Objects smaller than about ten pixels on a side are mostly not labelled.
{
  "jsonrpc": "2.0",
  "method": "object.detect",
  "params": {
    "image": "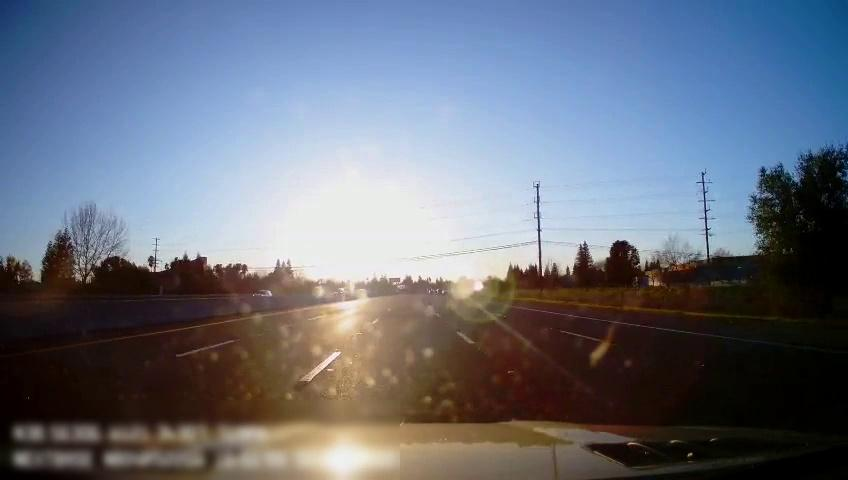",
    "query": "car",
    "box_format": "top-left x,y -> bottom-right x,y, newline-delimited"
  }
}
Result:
252,289 -> 273,298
